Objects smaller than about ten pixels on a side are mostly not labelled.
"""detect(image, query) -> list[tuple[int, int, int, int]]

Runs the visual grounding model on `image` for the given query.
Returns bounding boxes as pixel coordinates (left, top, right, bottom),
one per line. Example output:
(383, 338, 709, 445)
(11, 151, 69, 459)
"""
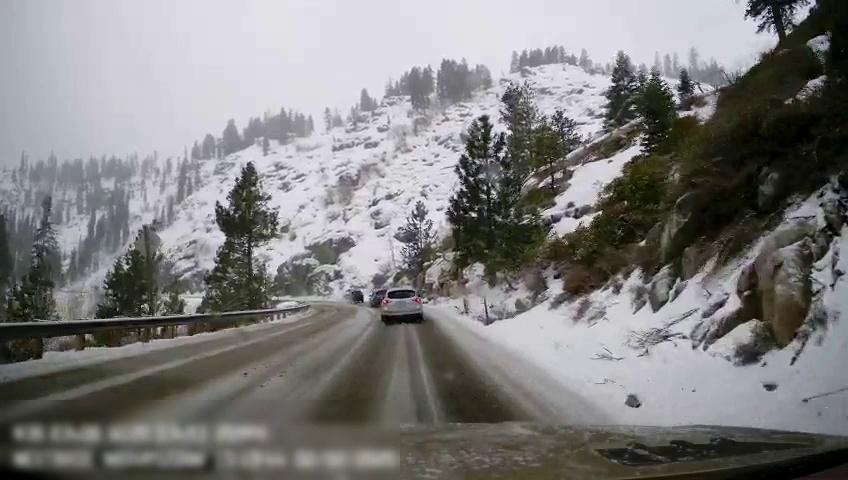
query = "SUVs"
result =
(381, 287, 424, 323)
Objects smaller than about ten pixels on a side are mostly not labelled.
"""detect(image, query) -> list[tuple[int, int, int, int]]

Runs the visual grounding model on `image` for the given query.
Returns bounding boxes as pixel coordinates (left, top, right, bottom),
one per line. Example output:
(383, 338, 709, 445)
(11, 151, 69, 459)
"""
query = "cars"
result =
(368, 289, 387, 309)
(349, 290, 364, 304)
